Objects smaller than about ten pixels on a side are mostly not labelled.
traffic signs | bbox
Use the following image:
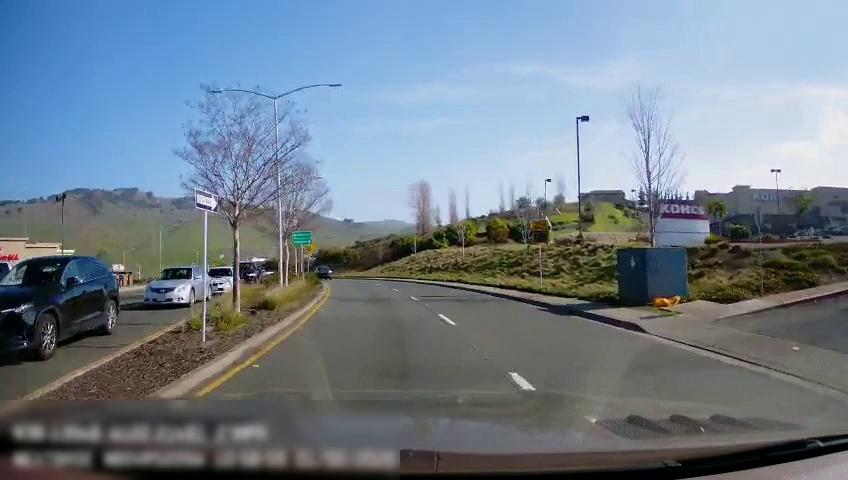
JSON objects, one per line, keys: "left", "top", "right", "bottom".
{"left": 289, "top": 228, "right": 313, "bottom": 250}
{"left": 530, "top": 219, "right": 550, "bottom": 243}
{"left": 302, "top": 240, "right": 320, "bottom": 257}
{"left": 191, "top": 188, "right": 228, "bottom": 218}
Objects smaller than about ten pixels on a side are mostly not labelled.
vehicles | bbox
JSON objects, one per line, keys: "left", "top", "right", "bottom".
{"left": 0, "top": 253, "right": 121, "bottom": 361}
{"left": 142, "top": 265, "right": 213, "bottom": 308}
{"left": 238, "top": 261, "right": 264, "bottom": 285}
{"left": 316, "top": 266, "right": 335, "bottom": 280}
{"left": 0, "top": 260, "right": 18, "bottom": 286}
{"left": 205, "top": 266, "right": 236, "bottom": 296}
